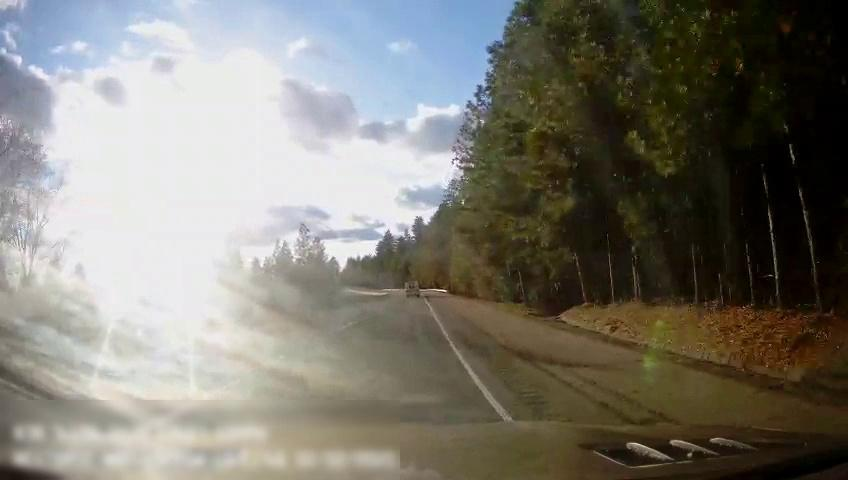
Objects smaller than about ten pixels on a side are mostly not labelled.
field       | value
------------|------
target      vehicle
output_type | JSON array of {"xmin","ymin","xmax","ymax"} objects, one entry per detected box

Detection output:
[{"xmin": 403, "ymin": 280, "xmax": 420, "ymax": 298}]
